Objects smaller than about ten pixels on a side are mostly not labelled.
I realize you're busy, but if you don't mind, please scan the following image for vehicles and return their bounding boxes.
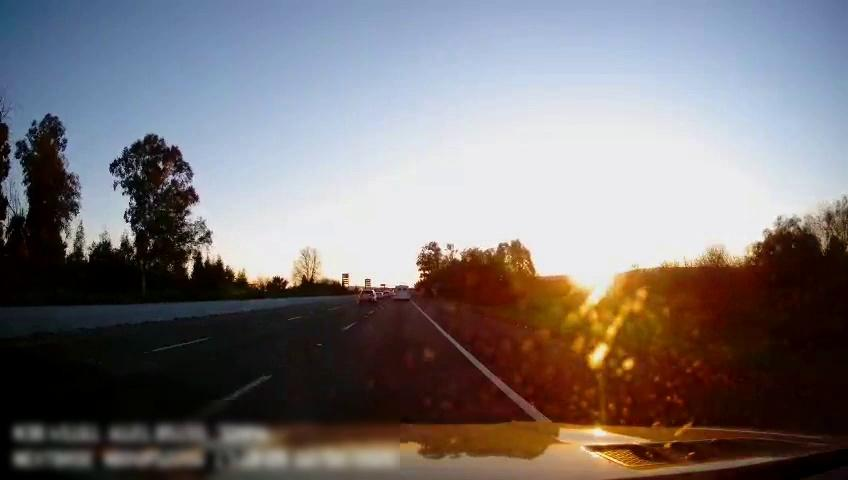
[393,285,411,302]
[358,289,378,305]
